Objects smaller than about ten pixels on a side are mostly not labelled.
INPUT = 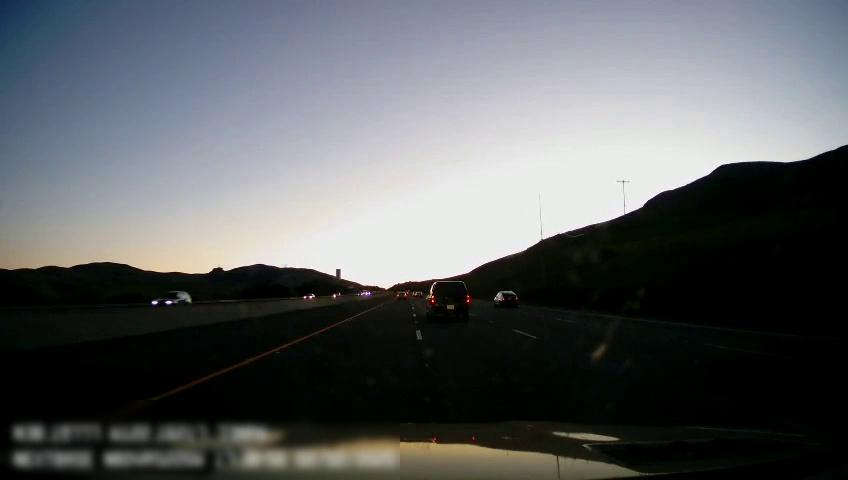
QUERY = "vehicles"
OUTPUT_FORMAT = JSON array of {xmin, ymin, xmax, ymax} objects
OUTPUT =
[
  {"xmin": 396, "ymin": 292, "xmax": 407, "ymax": 300},
  {"xmin": 303, "ymin": 293, "xmax": 316, "ymax": 300},
  {"xmin": 494, "ymin": 291, "xmax": 519, "ymax": 308},
  {"xmin": 425, "ymin": 281, "xmax": 470, "ymax": 321},
  {"xmin": 150, "ymin": 291, "xmax": 192, "ymax": 307}
]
